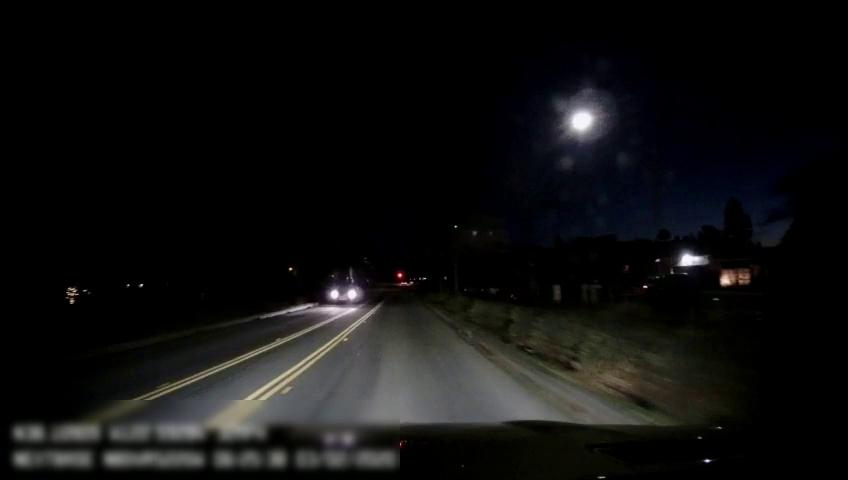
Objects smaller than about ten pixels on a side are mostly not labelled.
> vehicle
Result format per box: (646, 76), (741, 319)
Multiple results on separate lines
(325, 282), (367, 307)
